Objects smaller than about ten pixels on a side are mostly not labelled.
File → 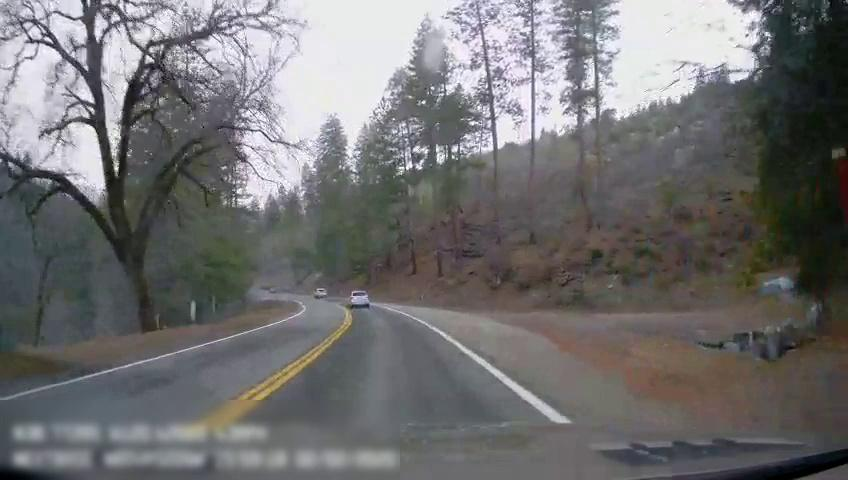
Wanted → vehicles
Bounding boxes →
[313,288,327,298]
[347,290,370,308]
